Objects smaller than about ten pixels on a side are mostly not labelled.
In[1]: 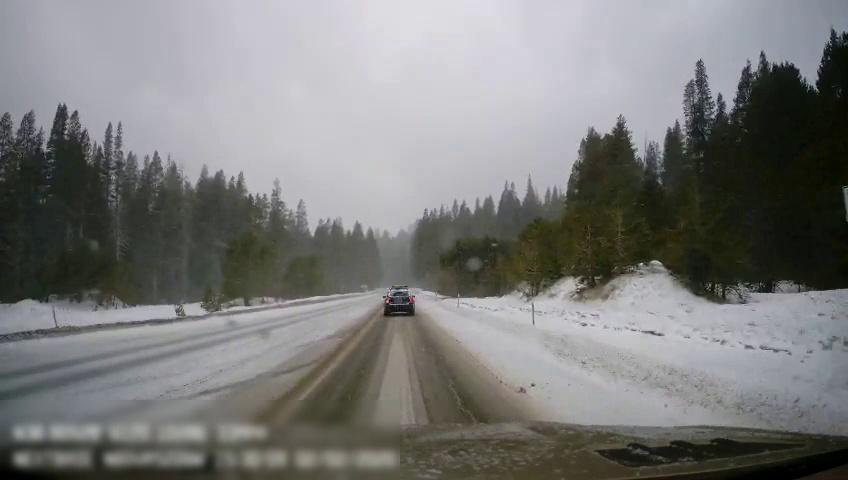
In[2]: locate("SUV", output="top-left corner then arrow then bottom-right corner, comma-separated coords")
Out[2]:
382,285 -> 416,317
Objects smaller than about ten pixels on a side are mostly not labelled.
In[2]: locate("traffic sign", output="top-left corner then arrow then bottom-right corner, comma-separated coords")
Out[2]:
843,186 -> 848,222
